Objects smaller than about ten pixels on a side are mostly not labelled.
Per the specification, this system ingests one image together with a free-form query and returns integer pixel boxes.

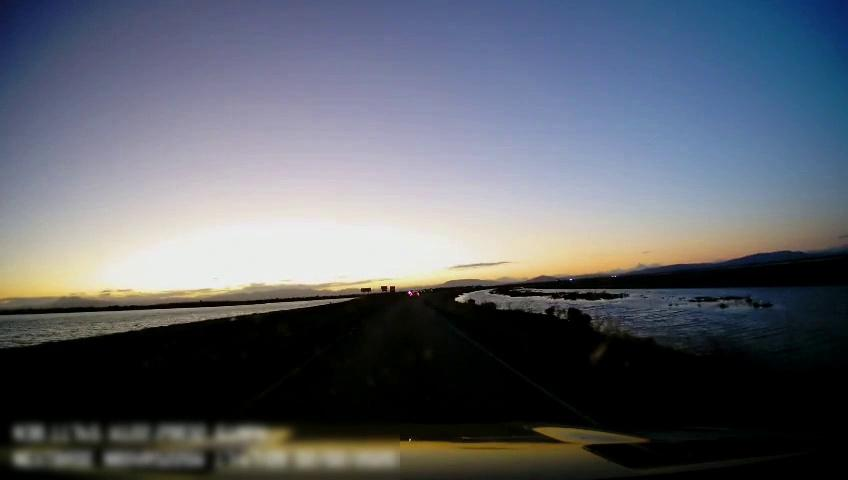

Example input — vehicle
[409,290,420,299]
